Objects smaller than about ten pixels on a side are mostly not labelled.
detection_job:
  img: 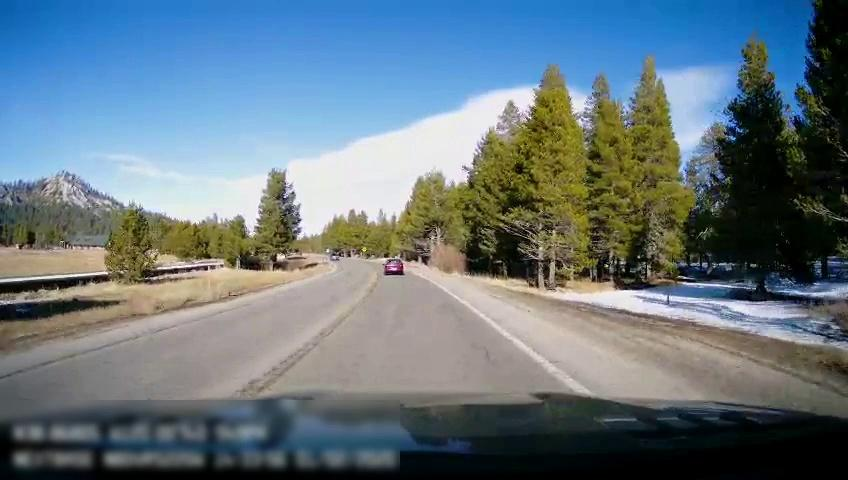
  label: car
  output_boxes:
[383,257,405,276]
